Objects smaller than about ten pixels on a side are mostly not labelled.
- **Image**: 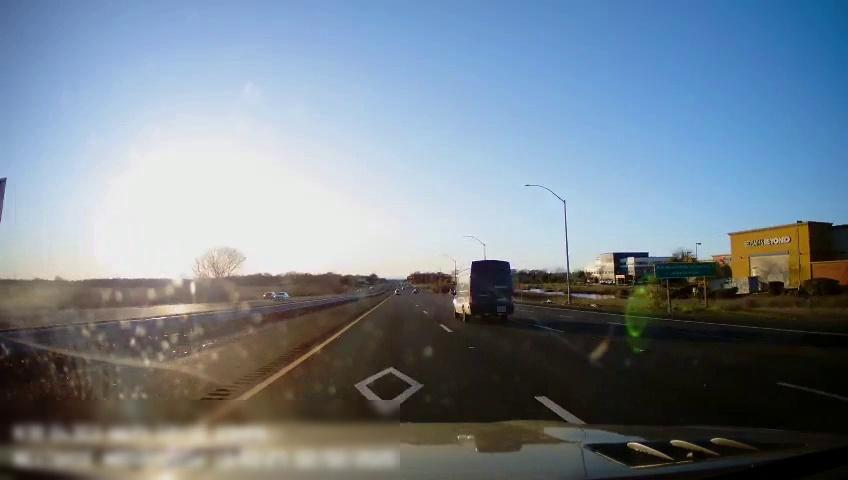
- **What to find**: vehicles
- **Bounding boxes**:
[263,291,275,300]
[272,291,289,302]
[450,259,516,324]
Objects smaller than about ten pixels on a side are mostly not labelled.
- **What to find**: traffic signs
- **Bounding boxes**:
[655,262,719,279]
